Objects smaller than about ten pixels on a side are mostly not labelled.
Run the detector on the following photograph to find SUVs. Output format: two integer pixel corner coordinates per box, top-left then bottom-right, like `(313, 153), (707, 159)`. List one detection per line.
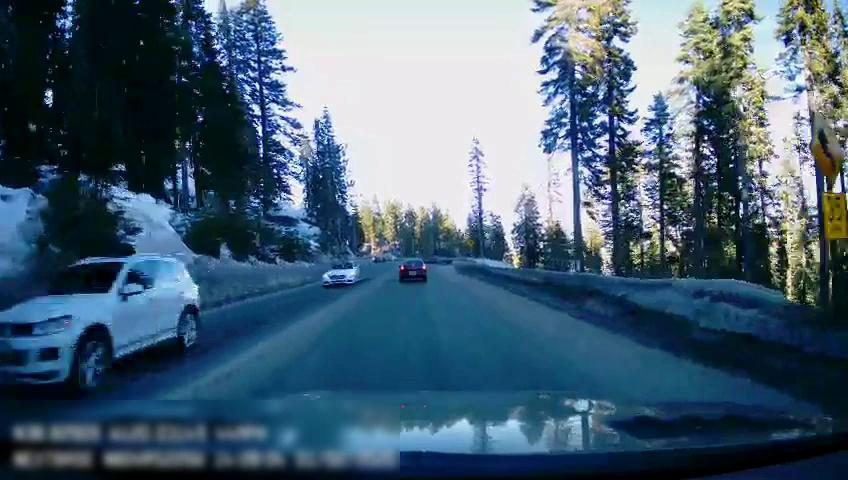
(0, 256), (200, 398)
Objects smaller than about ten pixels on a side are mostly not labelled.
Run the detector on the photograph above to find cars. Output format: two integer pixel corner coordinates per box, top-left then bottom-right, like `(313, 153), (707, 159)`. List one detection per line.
(320, 261), (361, 288)
(398, 258), (427, 284)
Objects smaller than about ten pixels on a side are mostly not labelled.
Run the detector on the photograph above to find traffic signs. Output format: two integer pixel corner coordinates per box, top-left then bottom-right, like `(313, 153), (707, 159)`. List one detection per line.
(820, 193), (848, 241)
(813, 131), (848, 177)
